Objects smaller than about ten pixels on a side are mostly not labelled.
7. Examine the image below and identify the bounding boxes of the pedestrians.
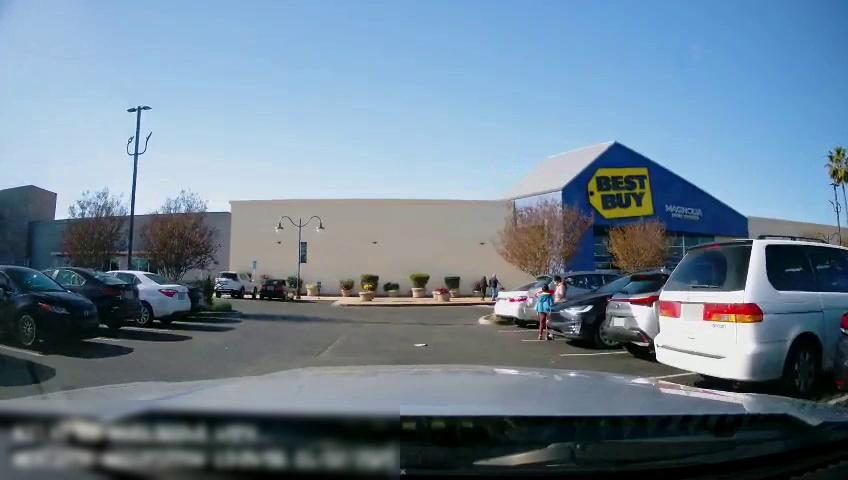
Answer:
[552,274,569,312]
[533,283,554,341]
[480,274,489,301]
[488,273,499,302]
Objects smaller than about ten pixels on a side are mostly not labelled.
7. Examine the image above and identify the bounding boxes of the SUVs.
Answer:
[519,271,630,321]
[214,272,257,300]
[603,272,722,358]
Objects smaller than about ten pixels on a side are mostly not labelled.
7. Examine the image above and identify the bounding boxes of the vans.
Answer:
[654,233,848,399]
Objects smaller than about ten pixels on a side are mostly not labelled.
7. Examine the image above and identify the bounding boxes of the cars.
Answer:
[31,268,143,331]
[0,265,99,350]
[835,311,848,388]
[259,279,295,302]
[83,270,193,328]
[494,282,578,328]
[549,272,704,351]
[119,274,202,323]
